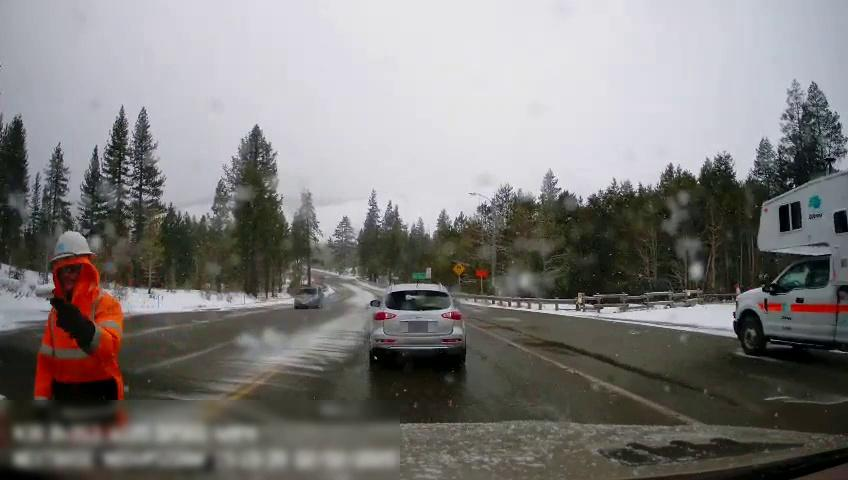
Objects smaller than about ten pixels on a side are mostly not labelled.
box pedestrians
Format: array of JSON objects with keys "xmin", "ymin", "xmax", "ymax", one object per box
[{"xmin": 32, "ymin": 229, "xmax": 128, "ymax": 437}]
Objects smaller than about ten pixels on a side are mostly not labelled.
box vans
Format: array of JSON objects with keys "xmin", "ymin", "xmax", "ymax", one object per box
[{"xmin": 293, "ymin": 287, "xmax": 323, "ymax": 310}]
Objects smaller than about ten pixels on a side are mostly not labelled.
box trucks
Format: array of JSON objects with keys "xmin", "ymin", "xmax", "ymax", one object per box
[{"xmin": 732, "ymin": 167, "xmax": 848, "ymax": 356}]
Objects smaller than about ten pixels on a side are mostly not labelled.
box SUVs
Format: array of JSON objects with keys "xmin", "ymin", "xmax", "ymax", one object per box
[{"xmin": 367, "ymin": 281, "xmax": 468, "ymax": 365}]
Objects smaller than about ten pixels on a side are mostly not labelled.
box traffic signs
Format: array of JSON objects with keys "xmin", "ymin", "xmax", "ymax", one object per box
[
  {"xmin": 452, "ymin": 262, "xmax": 466, "ymax": 276},
  {"xmin": 0, "ymin": 430, "xmax": 9, "ymax": 451},
  {"xmin": 475, "ymin": 269, "xmax": 488, "ymax": 278},
  {"xmin": 411, "ymin": 271, "xmax": 426, "ymax": 280}
]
